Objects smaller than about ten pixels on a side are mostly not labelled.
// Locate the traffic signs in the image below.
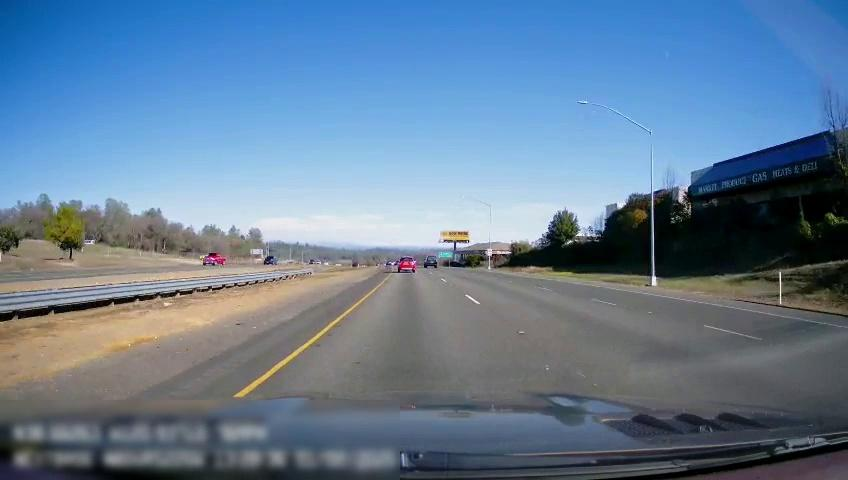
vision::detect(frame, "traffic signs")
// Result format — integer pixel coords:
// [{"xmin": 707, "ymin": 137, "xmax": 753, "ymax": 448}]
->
[{"xmin": 438, "ymin": 251, "xmax": 453, "ymax": 259}]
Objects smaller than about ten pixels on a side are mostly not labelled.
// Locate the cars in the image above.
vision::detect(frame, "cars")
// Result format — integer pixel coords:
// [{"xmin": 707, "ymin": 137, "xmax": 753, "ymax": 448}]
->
[{"xmin": 201, "ymin": 252, "xmax": 226, "ymax": 266}]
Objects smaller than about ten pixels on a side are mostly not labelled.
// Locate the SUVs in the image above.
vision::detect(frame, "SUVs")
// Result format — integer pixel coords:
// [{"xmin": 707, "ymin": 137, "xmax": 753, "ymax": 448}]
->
[
  {"xmin": 262, "ymin": 255, "xmax": 279, "ymax": 266},
  {"xmin": 397, "ymin": 255, "xmax": 417, "ymax": 273},
  {"xmin": 423, "ymin": 255, "xmax": 440, "ymax": 269}
]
